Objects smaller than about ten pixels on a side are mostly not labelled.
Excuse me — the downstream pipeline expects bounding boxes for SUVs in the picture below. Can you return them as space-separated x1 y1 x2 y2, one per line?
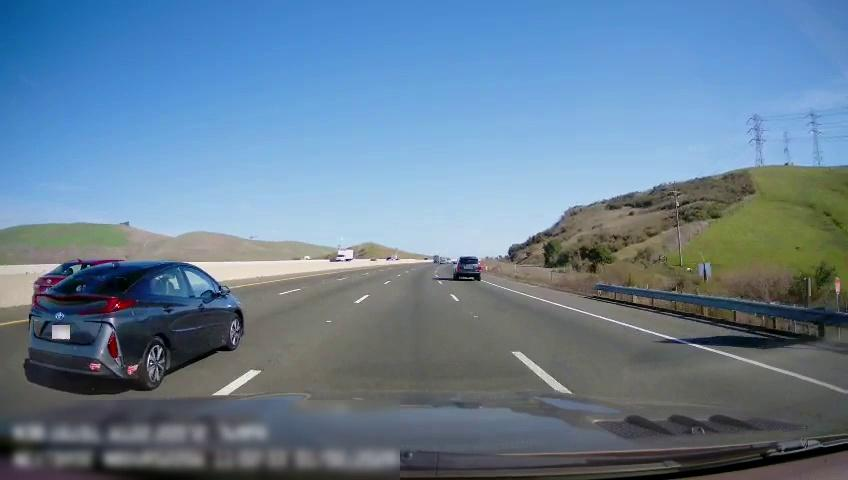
453 256 482 282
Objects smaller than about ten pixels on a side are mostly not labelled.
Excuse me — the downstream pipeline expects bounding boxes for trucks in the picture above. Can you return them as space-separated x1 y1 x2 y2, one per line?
335 249 353 262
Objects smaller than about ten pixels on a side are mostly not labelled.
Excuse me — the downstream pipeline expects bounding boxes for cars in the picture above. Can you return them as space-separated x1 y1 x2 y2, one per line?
27 259 126 318
25 258 247 392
